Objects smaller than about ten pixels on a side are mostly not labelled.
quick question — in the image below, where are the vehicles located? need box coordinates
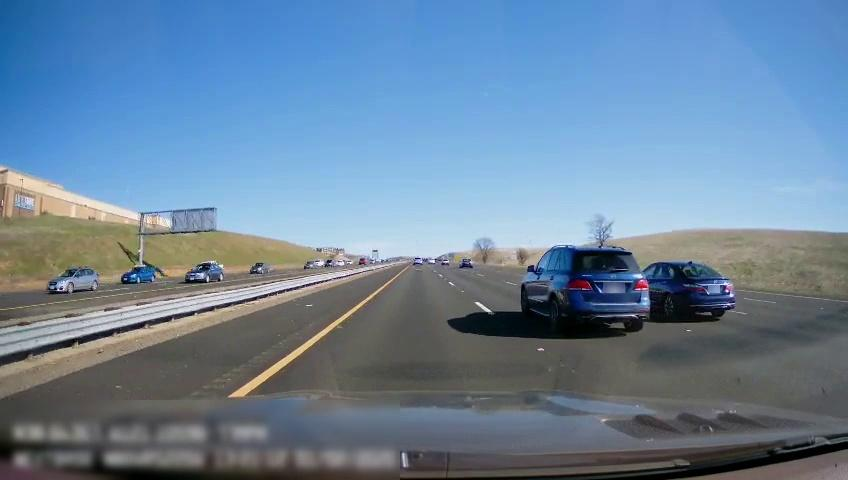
[412,256,423,266]
[184,263,224,283]
[520,247,650,331]
[121,266,156,284]
[48,267,98,294]
[459,259,473,269]
[303,261,318,269]
[640,262,737,320]
[249,263,269,274]
[201,261,224,269]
